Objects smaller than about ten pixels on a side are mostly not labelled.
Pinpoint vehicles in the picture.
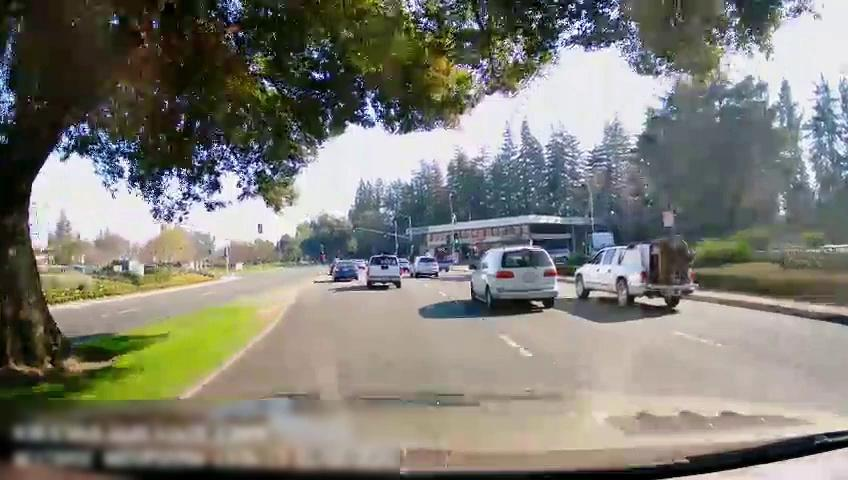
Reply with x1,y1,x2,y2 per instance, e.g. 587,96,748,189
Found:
365,254,402,289
548,247,570,264
328,261,335,276
574,240,698,312
332,259,360,283
409,256,440,279
397,257,410,271
468,246,560,315
358,258,368,271
434,249,449,272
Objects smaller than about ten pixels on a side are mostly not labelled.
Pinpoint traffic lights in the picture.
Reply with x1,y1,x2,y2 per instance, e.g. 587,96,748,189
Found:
257,223,263,235
455,238,461,249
